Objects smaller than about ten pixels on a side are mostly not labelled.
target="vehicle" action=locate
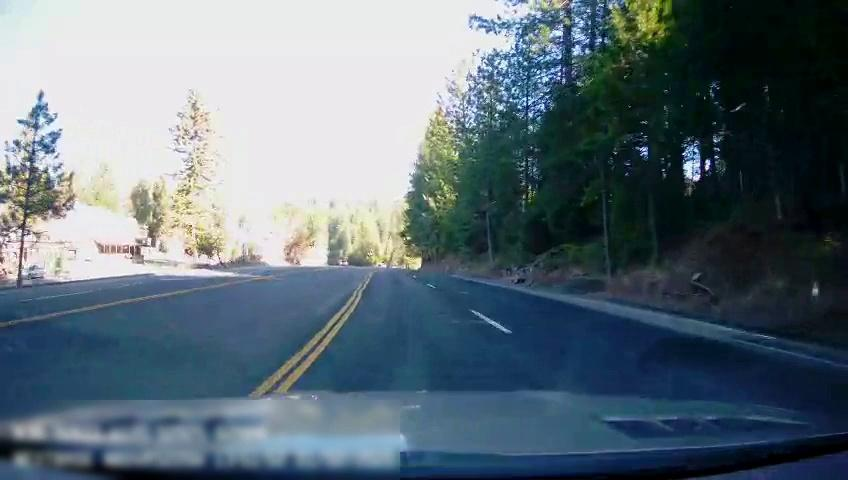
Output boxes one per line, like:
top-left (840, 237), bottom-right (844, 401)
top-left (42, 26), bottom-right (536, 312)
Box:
top-left (338, 256), bottom-right (351, 267)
